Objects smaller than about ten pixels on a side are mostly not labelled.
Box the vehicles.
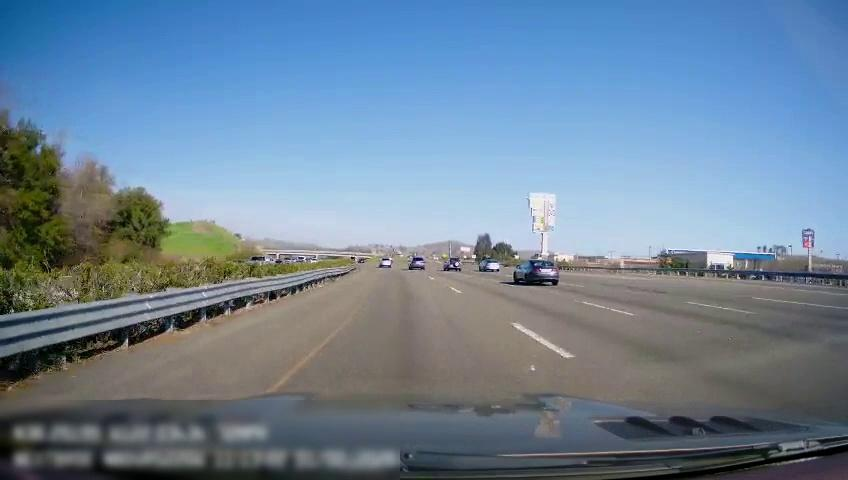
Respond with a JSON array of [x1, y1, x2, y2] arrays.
[[442, 257, 460, 271], [512, 260, 560, 285], [379, 256, 392, 268], [407, 254, 425, 268], [479, 259, 500, 272], [248, 254, 276, 265]]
